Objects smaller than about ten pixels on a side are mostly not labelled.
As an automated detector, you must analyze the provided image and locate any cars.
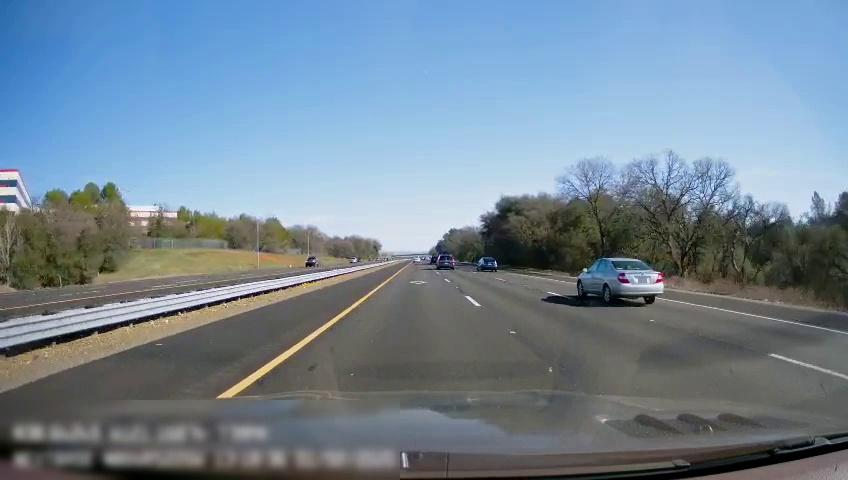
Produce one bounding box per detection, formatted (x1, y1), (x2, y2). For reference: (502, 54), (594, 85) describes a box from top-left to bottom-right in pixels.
(576, 258), (665, 307)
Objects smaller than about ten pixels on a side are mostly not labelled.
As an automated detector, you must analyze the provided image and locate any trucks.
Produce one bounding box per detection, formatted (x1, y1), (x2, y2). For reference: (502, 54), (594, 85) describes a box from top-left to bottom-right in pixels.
(304, 256), (320, 268)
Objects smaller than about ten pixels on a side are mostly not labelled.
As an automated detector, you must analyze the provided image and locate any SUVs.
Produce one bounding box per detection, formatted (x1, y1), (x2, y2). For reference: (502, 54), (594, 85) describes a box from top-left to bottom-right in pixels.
(436, 255), (455, 270)
(475, 256), (497, 272)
